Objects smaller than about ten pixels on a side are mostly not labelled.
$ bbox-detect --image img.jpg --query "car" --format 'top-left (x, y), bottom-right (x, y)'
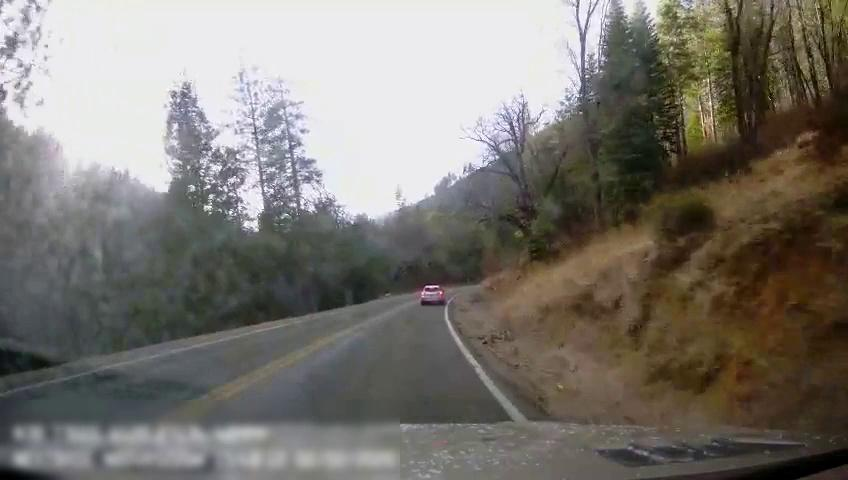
top-left (420, 284), bottom-right (446, 306)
